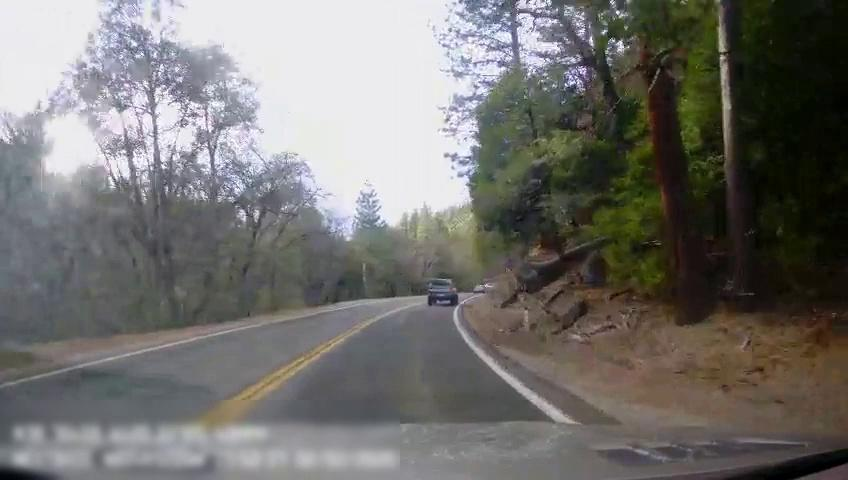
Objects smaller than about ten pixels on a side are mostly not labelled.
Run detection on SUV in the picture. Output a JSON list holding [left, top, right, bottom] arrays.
[[473, 285, 485, 294]]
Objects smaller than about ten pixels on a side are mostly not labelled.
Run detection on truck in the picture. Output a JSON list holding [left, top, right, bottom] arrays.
[[427, 278, 459, 306]]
